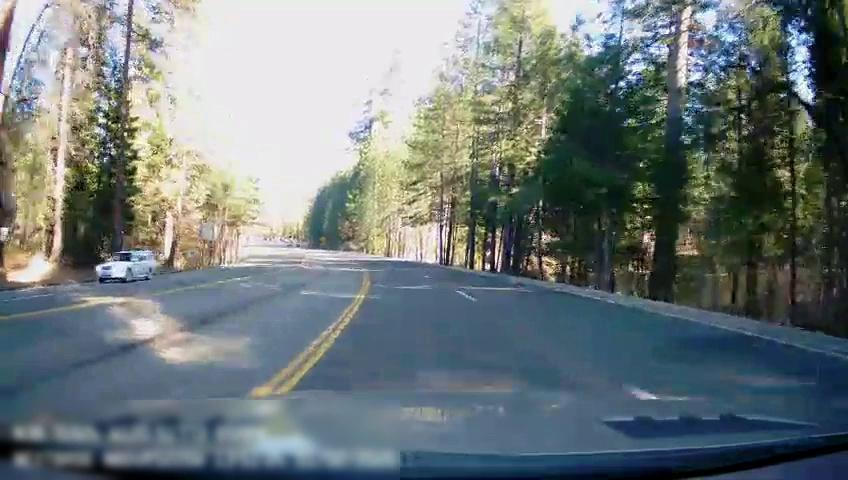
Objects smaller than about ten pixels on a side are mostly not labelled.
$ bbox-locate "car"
[95,250,157,284]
